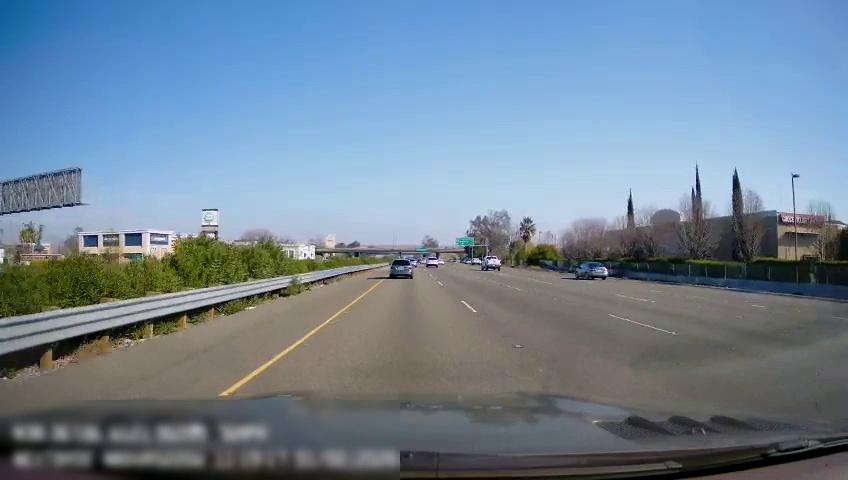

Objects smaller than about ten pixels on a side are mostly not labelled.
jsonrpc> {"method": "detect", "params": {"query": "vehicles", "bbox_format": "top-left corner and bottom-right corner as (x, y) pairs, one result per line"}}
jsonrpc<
(575, 261), (608, 281)
(471, 258), (481, 265)
(425, 256), (438, 267)
(410, 260), (417, 268)
(437, 257), (445, 265)
(481, 256), (502, 271)
(389, 259), (414, 279)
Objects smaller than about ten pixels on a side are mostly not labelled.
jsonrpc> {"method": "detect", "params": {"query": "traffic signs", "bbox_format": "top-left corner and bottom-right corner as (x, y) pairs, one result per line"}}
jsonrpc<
(416, 247), (426, 253)
(454, 236), (473, 246)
